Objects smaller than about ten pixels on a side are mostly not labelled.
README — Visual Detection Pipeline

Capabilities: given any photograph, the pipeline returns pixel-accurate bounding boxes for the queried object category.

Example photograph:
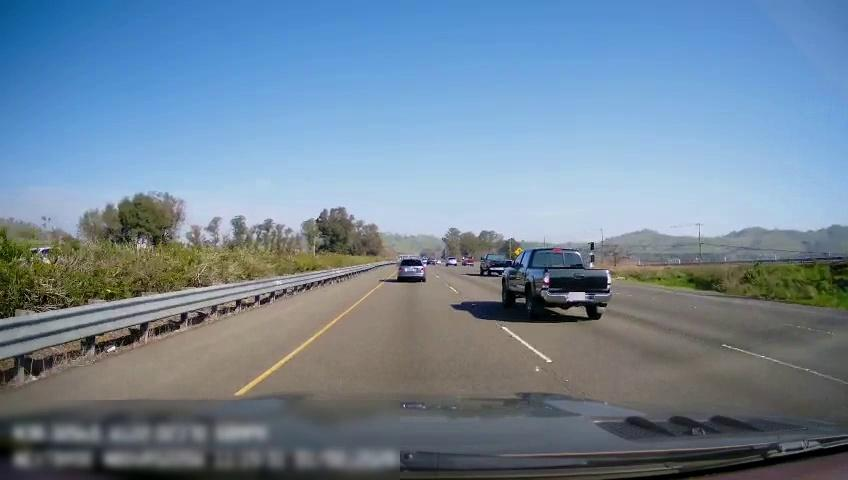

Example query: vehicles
[461,255,474,267]
[500,246,614,322]
[397,257,426,282]
[445,256,458,267]
[426,257,437,266]
[17,246,55,268]
[479,254,513,276]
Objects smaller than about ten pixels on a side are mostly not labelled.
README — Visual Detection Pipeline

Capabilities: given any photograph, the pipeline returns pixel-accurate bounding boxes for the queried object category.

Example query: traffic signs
[513,247,523,257]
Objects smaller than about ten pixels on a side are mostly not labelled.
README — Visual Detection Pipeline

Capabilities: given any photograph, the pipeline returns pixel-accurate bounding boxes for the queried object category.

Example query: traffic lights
[589,241,595,252]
